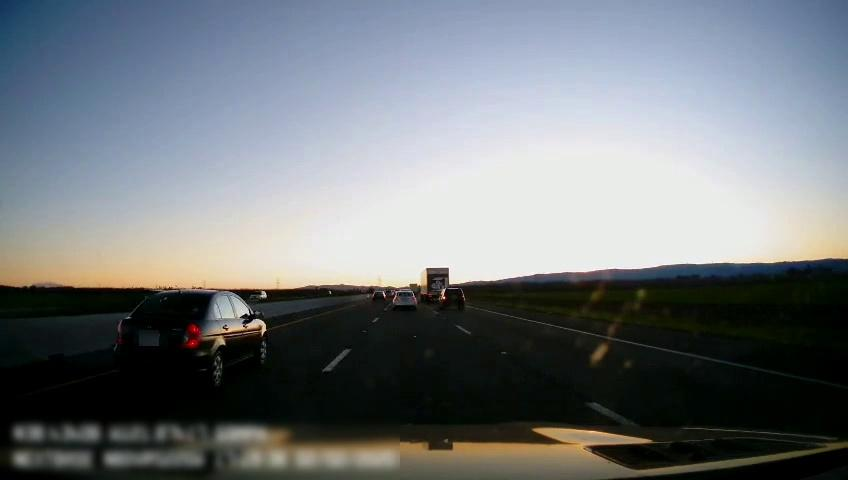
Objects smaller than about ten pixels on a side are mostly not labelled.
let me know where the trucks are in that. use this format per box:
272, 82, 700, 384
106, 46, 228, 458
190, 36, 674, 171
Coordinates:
418, 267, 450, 303
409, 283, 417, 294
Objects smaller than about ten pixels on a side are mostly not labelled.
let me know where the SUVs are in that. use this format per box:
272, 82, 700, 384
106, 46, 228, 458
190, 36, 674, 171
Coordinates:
437, 286, 466, 311
249, 290, 267, 301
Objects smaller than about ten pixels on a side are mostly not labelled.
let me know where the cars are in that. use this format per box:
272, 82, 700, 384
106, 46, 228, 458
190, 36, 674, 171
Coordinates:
372, 290, 387, 302
392, 291, 418, 312
111, 288, 271, 394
